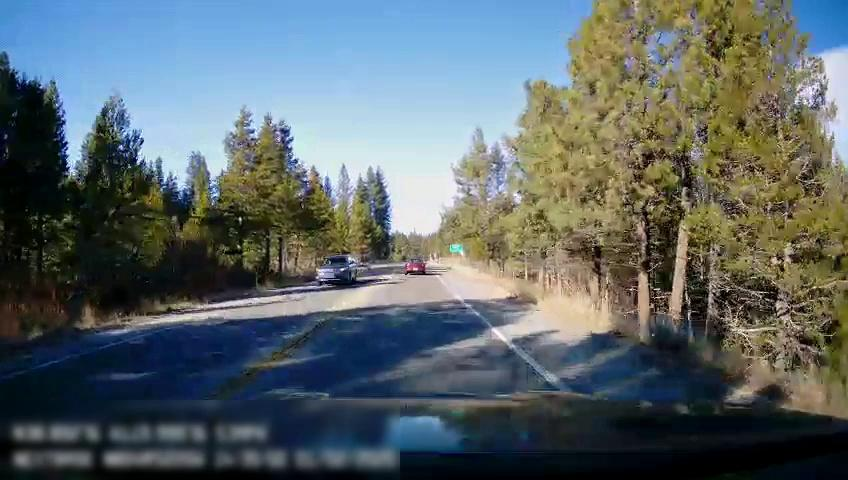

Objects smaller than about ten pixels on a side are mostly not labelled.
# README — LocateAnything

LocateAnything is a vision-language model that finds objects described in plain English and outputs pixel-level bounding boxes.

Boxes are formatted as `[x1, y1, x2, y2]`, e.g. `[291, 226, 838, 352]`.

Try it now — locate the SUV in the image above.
[317, 255, 359, 286]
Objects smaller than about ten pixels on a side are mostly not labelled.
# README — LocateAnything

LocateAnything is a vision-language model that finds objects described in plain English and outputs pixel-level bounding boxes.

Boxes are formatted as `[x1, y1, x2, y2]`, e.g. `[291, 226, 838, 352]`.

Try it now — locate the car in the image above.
[406, 258, 428, 277]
